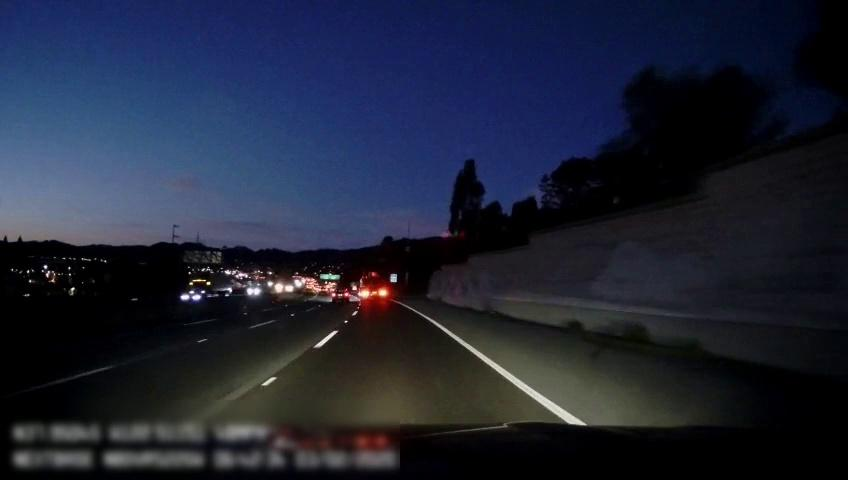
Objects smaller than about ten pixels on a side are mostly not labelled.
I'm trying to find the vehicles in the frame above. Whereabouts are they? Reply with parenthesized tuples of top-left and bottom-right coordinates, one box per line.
(247, 283, 273, 297)
(186, 280, 232, 300)
(358, 271, 389, 305)
(333, 287, 351, 303)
